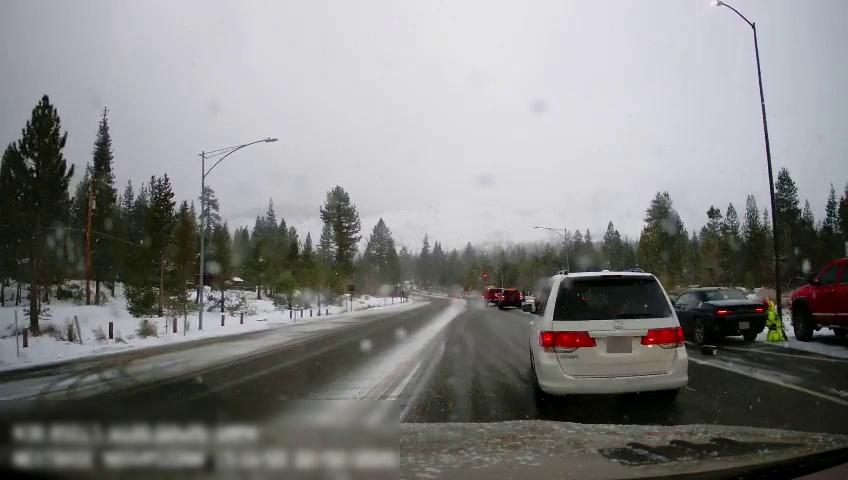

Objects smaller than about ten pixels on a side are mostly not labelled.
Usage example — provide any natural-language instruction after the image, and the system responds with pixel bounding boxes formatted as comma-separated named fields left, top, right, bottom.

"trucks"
left=790, top=257, right=848, bottom=343
left=483, top=287, right=502, bottom=302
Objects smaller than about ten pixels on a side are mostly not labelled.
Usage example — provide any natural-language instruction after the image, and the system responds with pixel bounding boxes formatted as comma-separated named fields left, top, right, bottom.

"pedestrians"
left=763, top=299, right=789, bottom=344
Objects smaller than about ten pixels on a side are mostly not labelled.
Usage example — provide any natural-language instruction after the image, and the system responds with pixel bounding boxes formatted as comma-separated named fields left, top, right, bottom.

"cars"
left=672, top=287, right=768, bottom=346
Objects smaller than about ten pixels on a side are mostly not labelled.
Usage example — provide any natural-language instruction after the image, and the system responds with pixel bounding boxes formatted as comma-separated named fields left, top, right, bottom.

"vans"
left=519, top=268, right=689, bottom=398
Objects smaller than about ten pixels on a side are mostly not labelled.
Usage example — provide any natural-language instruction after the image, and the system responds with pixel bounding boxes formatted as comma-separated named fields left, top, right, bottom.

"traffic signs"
left=844, top=241, right=848, bottom=258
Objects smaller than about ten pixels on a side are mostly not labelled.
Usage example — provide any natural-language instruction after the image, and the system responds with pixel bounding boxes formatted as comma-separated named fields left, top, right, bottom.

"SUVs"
left=495, top=288, right=522, bottom=309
